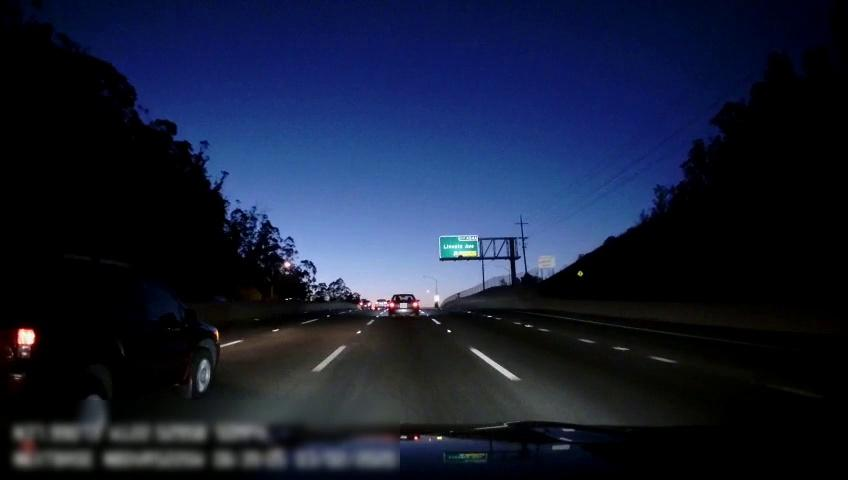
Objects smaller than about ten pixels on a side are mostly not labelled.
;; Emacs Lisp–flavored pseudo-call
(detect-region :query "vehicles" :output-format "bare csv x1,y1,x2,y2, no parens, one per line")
387,294,420,320
200,296,226,305
375,299,388,310
360,299,372,310
0,253,221,438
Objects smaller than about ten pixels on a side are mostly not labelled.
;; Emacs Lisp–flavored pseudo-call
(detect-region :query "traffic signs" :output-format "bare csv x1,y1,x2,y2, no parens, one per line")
439,235,479,258
539,256,555,268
